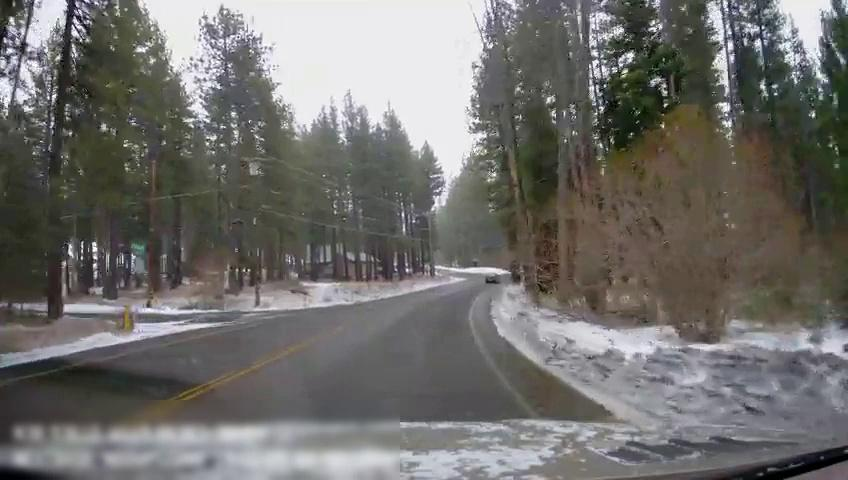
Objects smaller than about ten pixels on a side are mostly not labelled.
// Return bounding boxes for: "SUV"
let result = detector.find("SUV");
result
[484,273,500,284]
